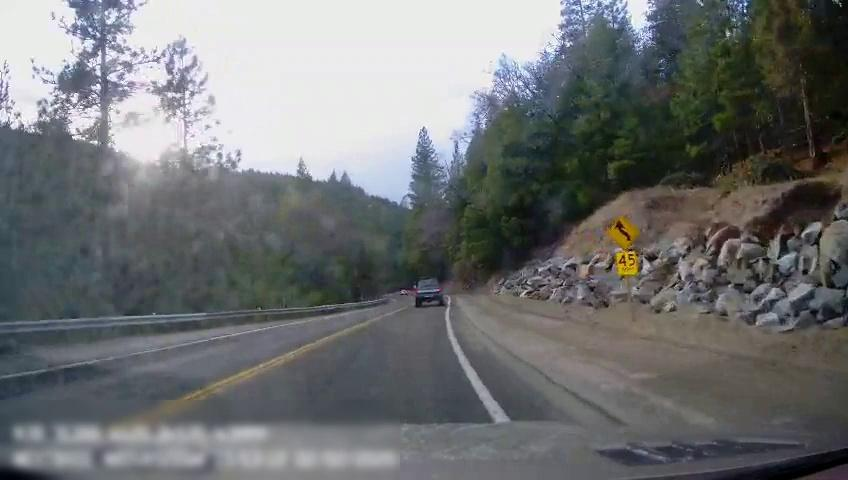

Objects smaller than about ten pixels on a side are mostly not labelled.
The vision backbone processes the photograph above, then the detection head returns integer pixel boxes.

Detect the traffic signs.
[616,251,638,276]
[607,214,641,250]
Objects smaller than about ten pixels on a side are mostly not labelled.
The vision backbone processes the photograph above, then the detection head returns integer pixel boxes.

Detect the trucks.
[415,278,444,308]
